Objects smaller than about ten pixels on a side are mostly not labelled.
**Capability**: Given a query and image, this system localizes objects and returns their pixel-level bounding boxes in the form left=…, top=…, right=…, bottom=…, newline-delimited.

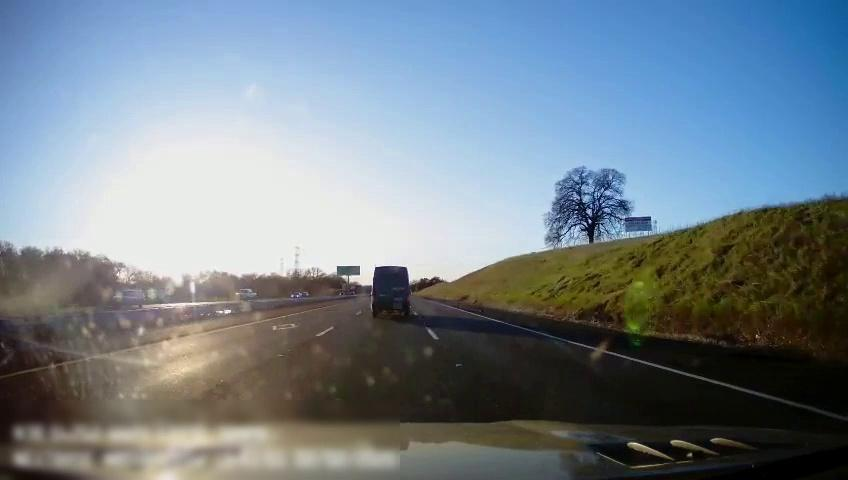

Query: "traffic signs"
left=341, top=280, right=346, bottom=291
left=336, top=266, right=360, bottom=276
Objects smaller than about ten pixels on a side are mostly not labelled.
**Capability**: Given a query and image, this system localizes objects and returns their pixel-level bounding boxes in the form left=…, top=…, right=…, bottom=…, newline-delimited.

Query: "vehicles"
left=290, top=291, right=302, bottom=299
left=234, top=288, right=258, bottom=301
left=107, top=289, right=145, bottom=310
left=371, top=265, right=411, bottom=318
